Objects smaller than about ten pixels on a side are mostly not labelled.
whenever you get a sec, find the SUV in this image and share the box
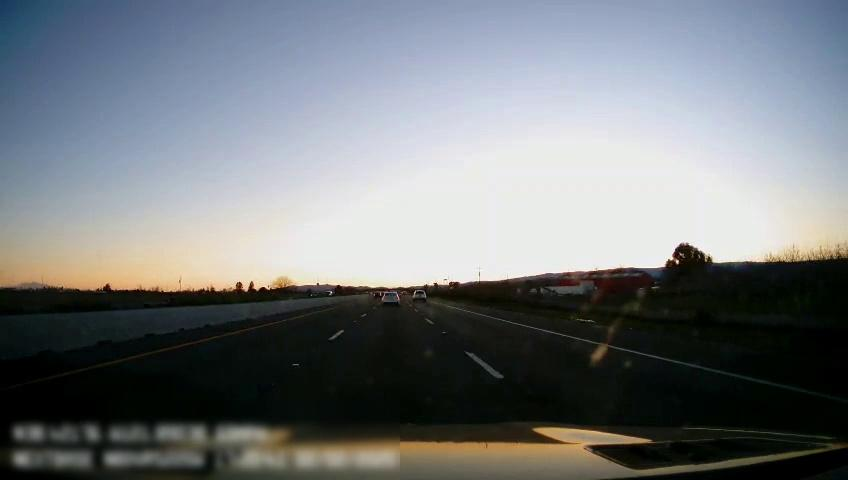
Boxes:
[412,289,427,302]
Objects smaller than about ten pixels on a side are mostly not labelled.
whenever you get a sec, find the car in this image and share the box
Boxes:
[381,290,401,306]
